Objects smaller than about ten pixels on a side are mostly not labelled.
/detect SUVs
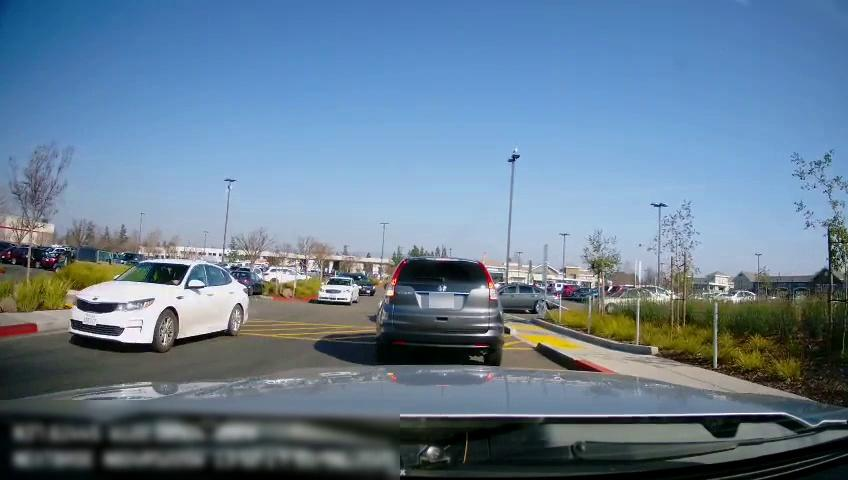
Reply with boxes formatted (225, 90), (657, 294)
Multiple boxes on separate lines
(336, 271), (377, 297)
(374, 256), (506, 368)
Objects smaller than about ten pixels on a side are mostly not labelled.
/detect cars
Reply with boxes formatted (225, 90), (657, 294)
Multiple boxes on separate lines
(67, 257), (250, 353)
(316, 275), (362, 306)
(497, 284), (563, 315)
